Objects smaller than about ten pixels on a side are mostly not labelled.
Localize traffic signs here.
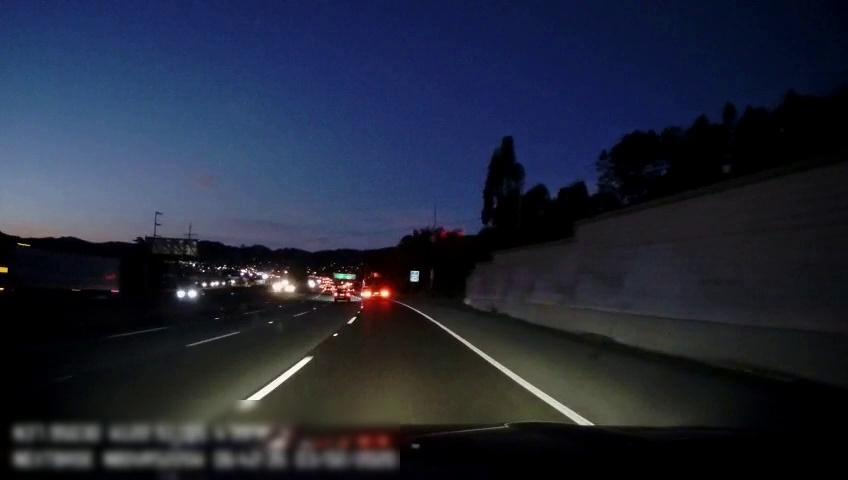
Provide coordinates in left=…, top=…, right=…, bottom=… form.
left=333, top=272, right=356, bottom=280
left=410, top=270, right=420, bottom=283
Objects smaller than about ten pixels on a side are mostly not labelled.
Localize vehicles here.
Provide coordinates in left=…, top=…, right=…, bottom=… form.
left=177, top=285, right=207, bottom=302
left=360, top=271, right=391, bottom=305
left=0, top=250, right=123, bottom=312
left=334, top=287, right=351, bottom=302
